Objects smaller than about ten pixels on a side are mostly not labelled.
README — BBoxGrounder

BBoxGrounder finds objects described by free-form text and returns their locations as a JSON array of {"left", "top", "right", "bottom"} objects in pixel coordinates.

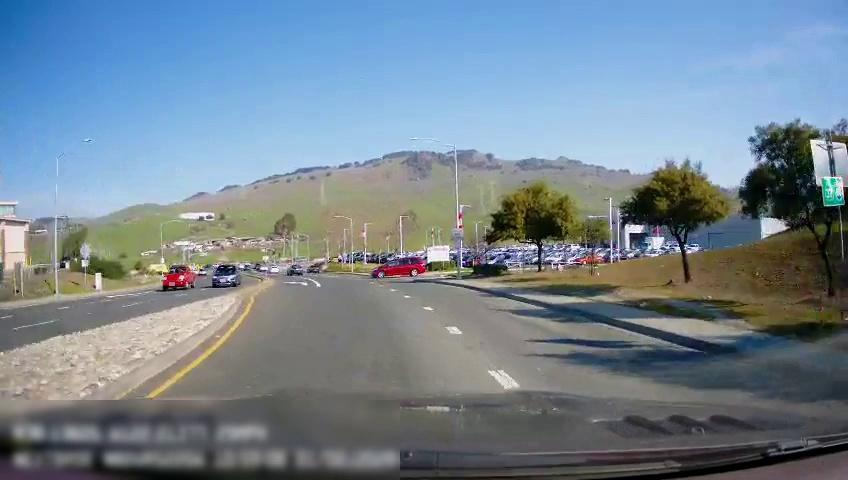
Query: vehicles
[
  {"left": 306, "top": 264, "right": 321, "bottom": 274},
  {"left": 268, "top": 265, "right": 280, "bottom": 273},
  {"left": 370, "top": 256, "right": 428, "bottom": 280},
  {"left": 211, "top": 264, "right": 242, "bottom": 288},
  {"left": 286, "top": 264, "right": 304, "bottom": 277},
  {"left": 150, "top": 263, "right": 170, "bottom": 274},
  {"left": 162, "top": 264, "right": 195, "bottom": 291}
]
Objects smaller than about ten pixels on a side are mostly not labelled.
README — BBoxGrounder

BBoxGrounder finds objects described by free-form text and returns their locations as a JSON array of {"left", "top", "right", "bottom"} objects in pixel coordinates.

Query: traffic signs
[
  {"left": 78, "top": 242, "right": 90, "bottom": 259},
  {"left": 820, "top": 175, "right": 846, "bottom": 208},
  {"left": 452, "top": 227, "right": 466, "bottom": 241},
  {"left": 809, "top": 137, "right": 848, "bottom": 189}
]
